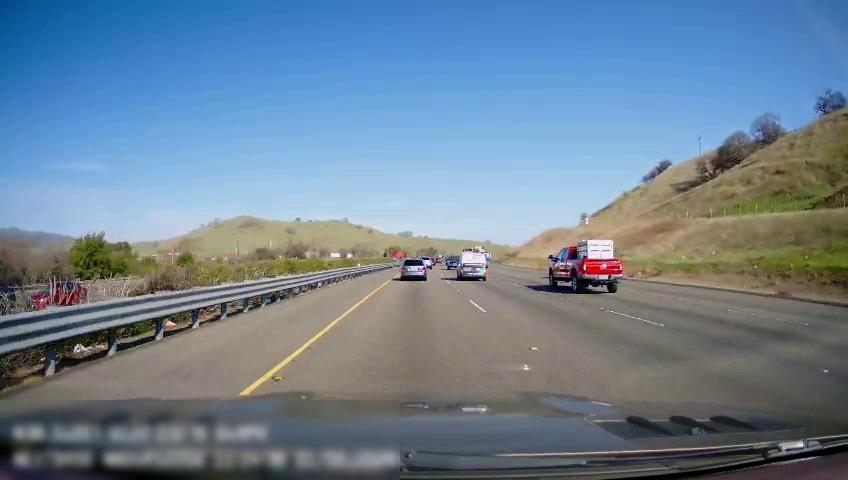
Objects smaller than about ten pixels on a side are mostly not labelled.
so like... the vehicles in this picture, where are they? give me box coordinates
[456,246,488,281]
[417,256,433,270]
[547,239,625,294]
[0,286,17,309]
[22,281,89,313]
[391,250,408,260]
[400,258,427,281]
[446,255,462,270]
